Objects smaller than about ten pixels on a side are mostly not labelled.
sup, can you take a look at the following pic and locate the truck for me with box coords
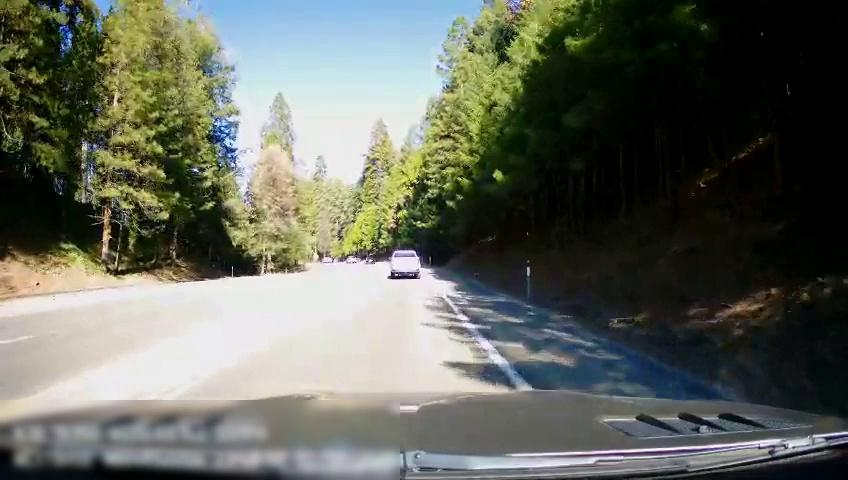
[389,249,421,280]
